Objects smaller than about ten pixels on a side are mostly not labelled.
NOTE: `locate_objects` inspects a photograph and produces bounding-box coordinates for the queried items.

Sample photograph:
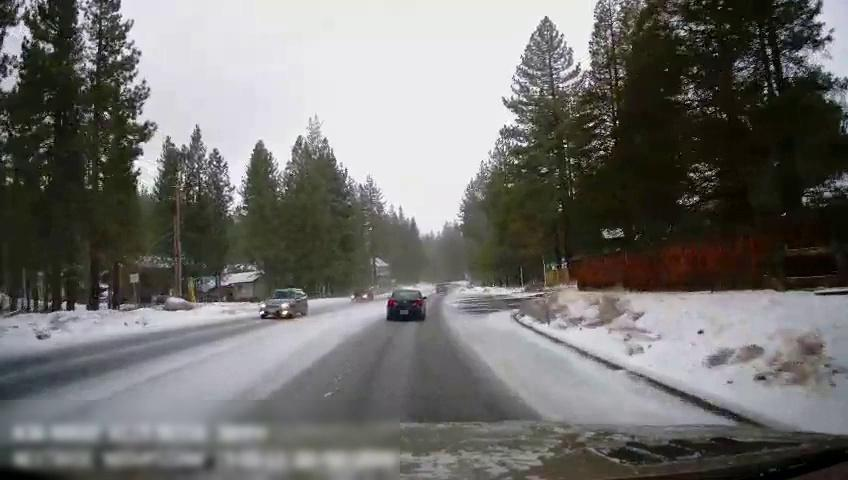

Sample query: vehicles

[387,289,430,321]
[436,282,450,294]
[350,287,375,303]
[257,288,309,320]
